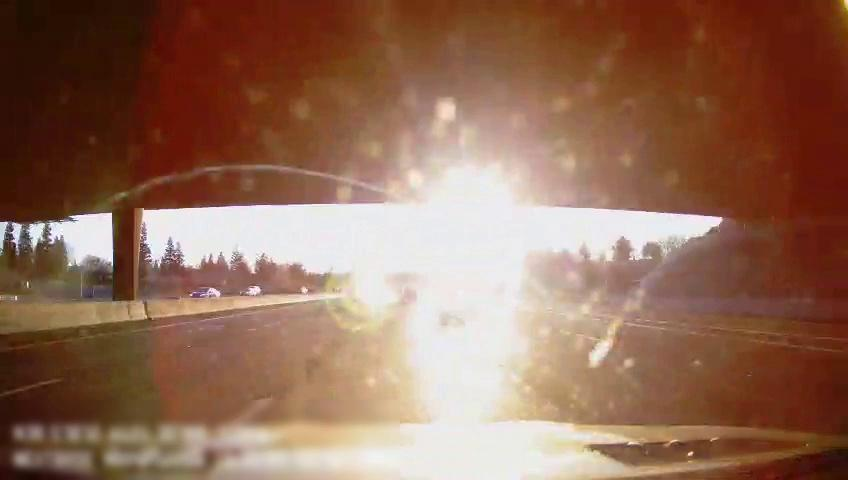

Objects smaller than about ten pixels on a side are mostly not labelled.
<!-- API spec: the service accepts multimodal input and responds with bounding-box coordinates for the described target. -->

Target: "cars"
[189,286,221,298]
[240,285,263,297]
